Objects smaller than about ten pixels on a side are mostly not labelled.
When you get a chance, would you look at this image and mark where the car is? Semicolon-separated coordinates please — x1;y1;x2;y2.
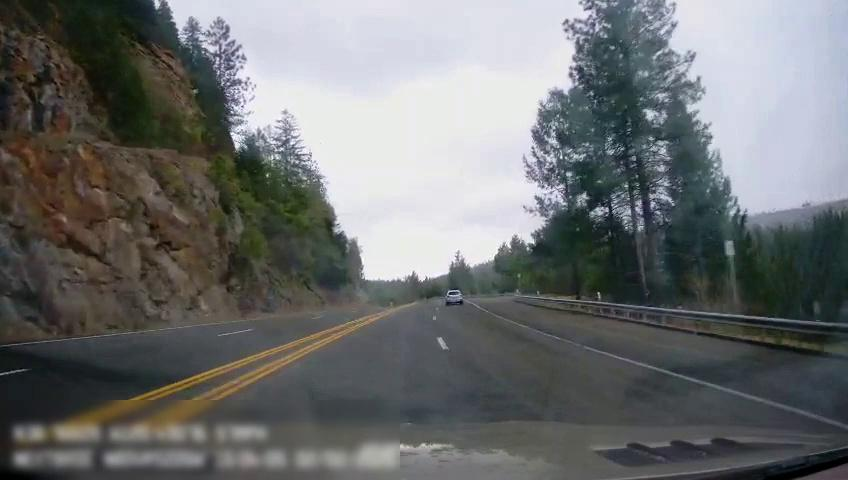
445;290;463;306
